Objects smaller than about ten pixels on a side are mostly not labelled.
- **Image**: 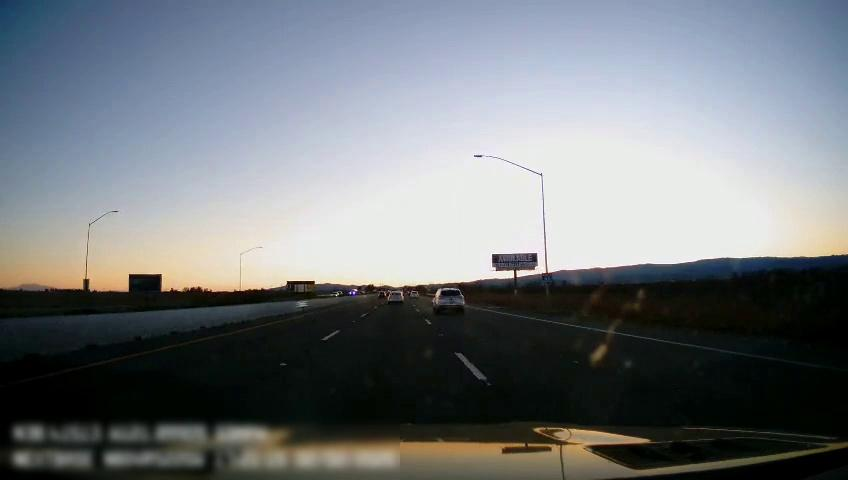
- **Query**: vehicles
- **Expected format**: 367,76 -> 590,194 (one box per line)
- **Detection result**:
432,287 -> 466,314
409,290 -> 420,299
387,290 -> 405,303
